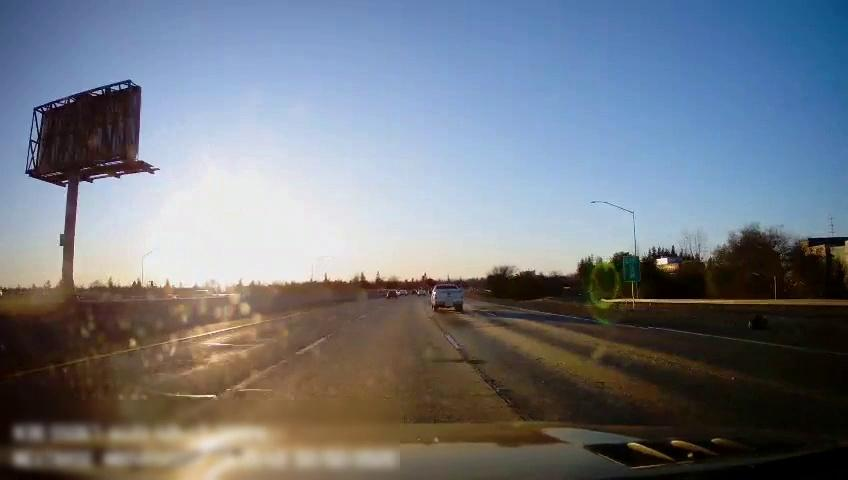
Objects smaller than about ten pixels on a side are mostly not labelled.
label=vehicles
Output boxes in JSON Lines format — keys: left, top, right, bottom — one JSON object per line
{"left": 397, "top": 289, "right": 409, "bottom": 297}
{"left": 386, "top": 289, "right": 399, "bottom": 300}
{"left": 430, "top": 282, "right": 464, "bottom": 314}
{"left": 416, "top": 289, "right": 428, "bottom": 298}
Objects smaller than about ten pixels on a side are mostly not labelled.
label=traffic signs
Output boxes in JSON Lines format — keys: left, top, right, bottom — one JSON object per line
{"left": 622, "top": 256, "right": 640, "bottom": 283}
